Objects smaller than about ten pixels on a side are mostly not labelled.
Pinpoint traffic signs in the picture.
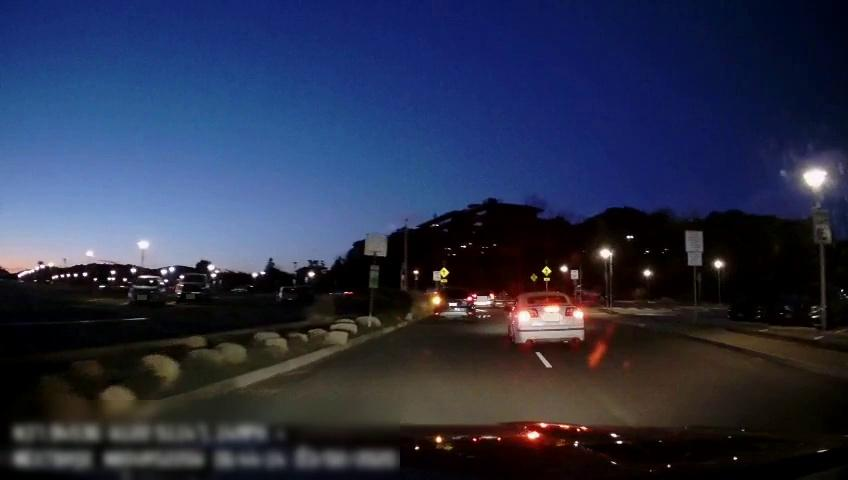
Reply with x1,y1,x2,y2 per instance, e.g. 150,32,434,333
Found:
529,272,539,283
432,270,442,282
684,229,704,252
687,251,703,267
541,265,552,277
570,269,579,280
438,266,450,279
812,207,832,244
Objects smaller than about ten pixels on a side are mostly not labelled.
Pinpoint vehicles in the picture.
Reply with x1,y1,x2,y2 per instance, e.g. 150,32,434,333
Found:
174,272,210,301
502,290,585,352
127,274,168,307
278,285,298,301
328,288,354,296
776,285,848,326
573,288,606,303
727,295,781,321
432,288,475,320
472,288,496,308
296,285,313,301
